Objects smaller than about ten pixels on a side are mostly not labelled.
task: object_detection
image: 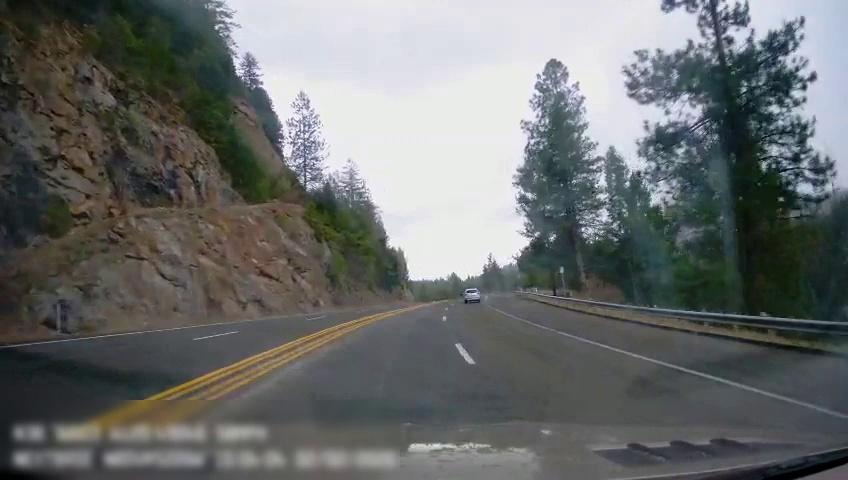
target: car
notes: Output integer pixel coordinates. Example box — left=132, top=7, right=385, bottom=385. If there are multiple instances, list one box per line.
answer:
left=463, top=288, right=481, bottom=304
